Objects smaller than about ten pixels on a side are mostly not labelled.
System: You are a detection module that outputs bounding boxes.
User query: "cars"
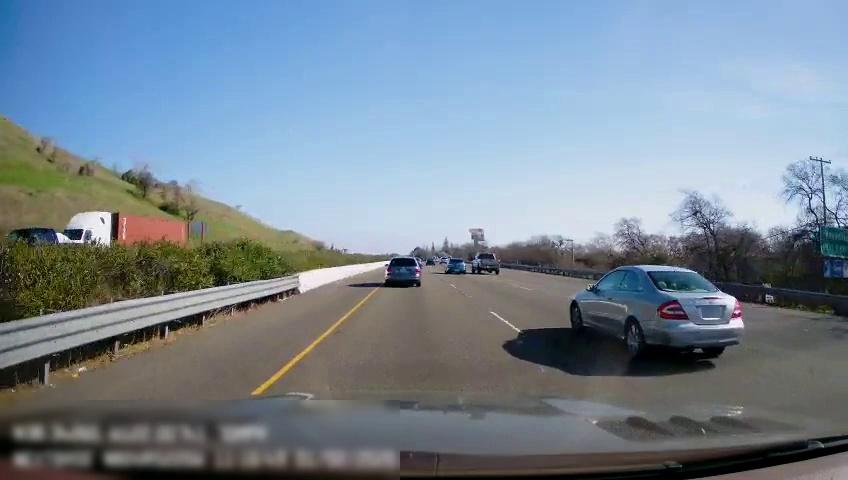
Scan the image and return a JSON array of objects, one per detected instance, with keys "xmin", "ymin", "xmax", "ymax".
[
  {"xmin": 447, "ymin": 258, "xmax": 466, "ymax": 274},
  {"xmin": 385, "ymin": 258, "xmax": 422, "ymax": 288},
  {"xmin": 567, "ymin": 263, "xmax": 746, "ymax": 367}
]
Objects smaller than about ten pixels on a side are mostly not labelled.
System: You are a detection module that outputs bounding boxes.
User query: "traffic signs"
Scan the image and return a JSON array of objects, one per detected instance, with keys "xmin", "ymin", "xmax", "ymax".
[{"xmin": 819, "ymin": 226, "xmax": 848, "ymax": 258}]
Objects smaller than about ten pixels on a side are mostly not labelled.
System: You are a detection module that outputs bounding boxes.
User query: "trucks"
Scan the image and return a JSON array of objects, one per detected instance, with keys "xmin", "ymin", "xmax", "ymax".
[
  {"xmin": 60, "ymin": 211, "xmax": 205, "ymax": 245},
  {"xmin": 471, "ymin": 253, "xmax": 499, "ymax": 274}
]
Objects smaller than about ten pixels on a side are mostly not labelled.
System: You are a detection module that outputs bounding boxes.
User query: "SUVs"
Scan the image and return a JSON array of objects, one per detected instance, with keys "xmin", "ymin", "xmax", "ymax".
[{"xmin": 6, "ymin": 227, "xmax": 60, "ymax": 247}]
